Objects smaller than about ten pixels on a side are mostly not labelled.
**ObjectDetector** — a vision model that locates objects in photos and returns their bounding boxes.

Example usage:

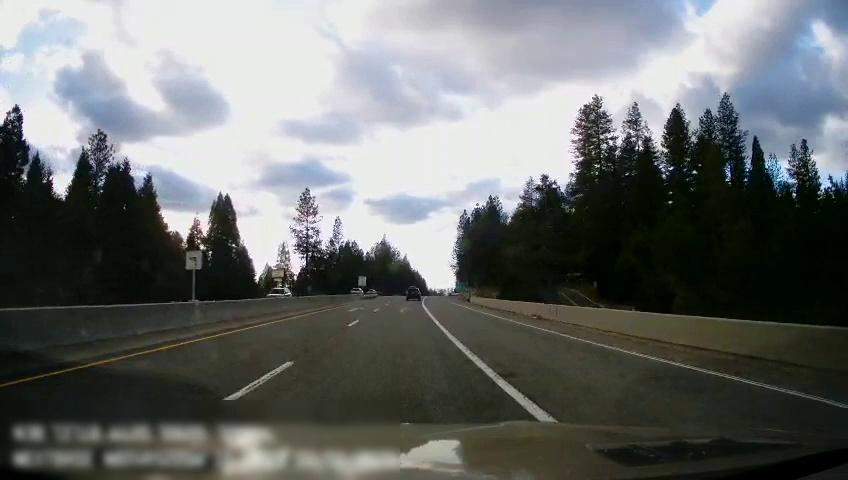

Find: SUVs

[405,287,421,302]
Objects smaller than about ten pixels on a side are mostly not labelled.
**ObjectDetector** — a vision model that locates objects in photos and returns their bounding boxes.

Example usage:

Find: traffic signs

[185,250,202,270]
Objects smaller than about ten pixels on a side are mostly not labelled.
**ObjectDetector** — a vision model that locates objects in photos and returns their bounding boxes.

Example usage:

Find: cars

[265,287,293,300]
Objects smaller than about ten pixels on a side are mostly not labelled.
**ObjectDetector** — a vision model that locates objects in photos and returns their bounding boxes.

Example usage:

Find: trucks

[366,288,378,295]
[350,287,364,295]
